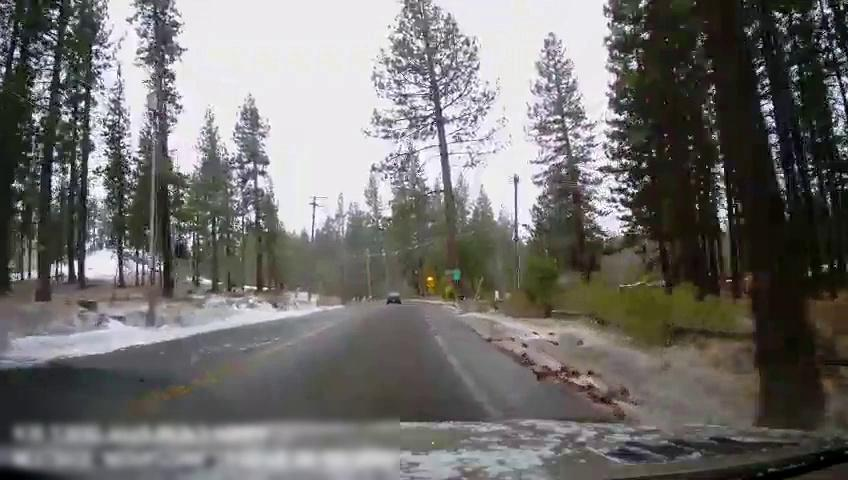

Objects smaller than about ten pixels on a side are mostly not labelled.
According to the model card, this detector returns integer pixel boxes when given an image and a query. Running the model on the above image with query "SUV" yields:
[386,291,402,304]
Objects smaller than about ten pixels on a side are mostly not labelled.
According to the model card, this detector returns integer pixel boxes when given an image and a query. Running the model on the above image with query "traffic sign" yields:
[424,276,437,288]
